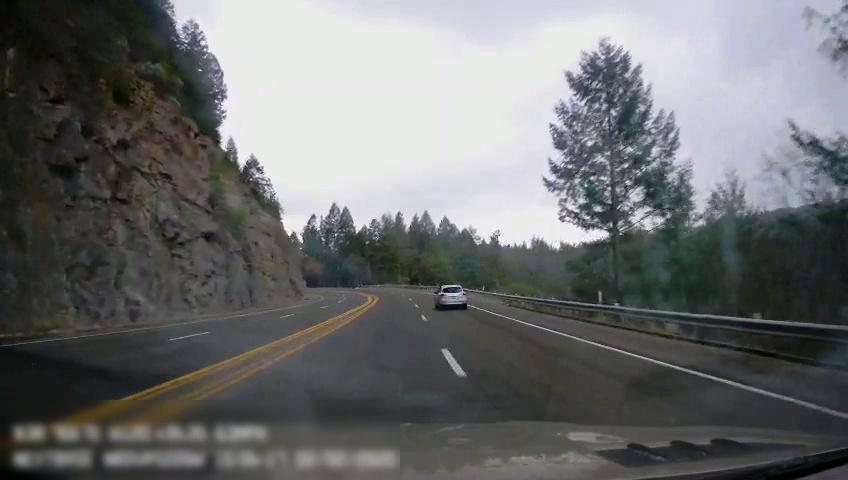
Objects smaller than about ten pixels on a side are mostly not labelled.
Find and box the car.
[432,285,468,312]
